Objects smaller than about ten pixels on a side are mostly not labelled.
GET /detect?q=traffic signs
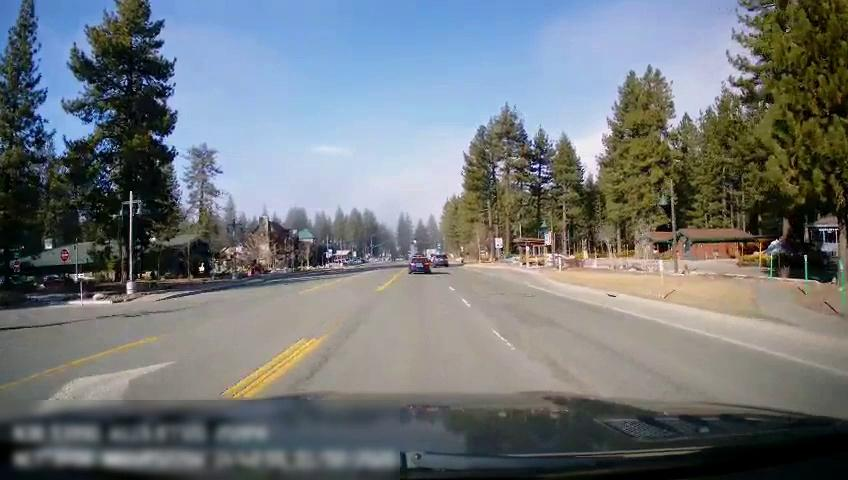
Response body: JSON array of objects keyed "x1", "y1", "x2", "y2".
[{"x1": 494, "y1": 237, "x2": 504, "y2": 249}]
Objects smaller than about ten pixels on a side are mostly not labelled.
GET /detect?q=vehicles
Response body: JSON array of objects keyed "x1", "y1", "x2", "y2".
[
  {"x1": 764, "y1": 241, "x2": 843, "y2": 283},
  {"x1": 434, "y1": 255, "x2": 447, "y2": 266},
  {"x1": 409, "y1": 255, "x2": 432, "y2": 275}
]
